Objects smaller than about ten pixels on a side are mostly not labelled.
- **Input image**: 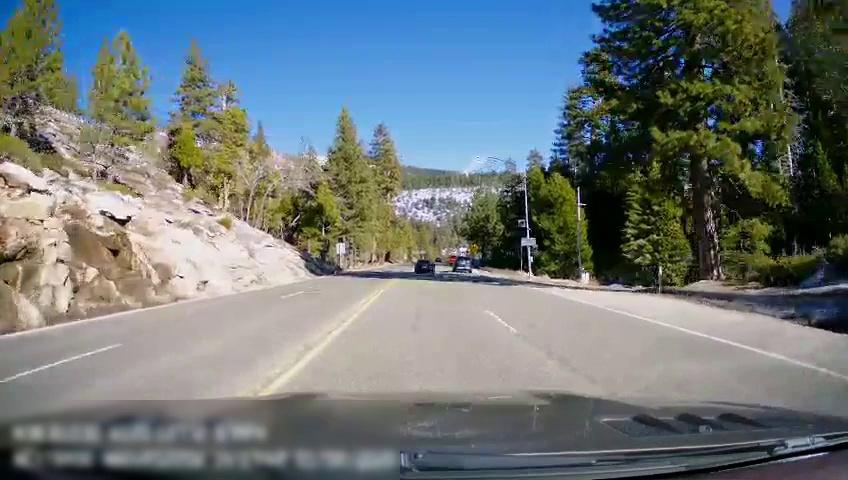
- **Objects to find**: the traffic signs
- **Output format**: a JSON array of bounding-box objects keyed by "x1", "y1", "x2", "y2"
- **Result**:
[
  {"x1": 520, "y1": 237, "x2": 537, "y2": 247},
  {"x1": 469, "y1": 243, "x2": 480, "y2": 254}
]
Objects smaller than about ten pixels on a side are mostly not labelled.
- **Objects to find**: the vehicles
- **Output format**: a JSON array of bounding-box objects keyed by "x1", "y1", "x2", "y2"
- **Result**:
[
  {"x1": 452, "y1": 256, "x2": 473, "y2": 273},
  {"x1": 414, "y1": 259, "x2": 436, "y2": 275},
  {"x1": 447, "y1": 255, "x2": 457, "y2": 266}
]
